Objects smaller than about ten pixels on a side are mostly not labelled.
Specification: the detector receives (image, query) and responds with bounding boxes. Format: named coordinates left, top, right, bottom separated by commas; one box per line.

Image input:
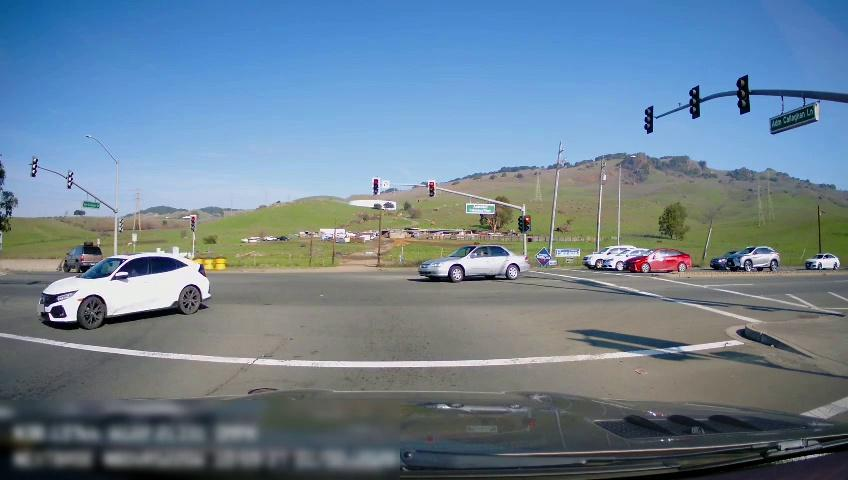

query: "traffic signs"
left=464, top=201, right=497, bottom=216
left=82, top=199, right=101, bottom=209
left=768, top=100, right=821, bottom=135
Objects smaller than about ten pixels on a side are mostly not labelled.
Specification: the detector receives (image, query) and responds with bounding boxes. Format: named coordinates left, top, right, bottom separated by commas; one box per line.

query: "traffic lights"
left=66, top=169, right=75, bottom=190
left=516, top=215, right=525, bottom=232
left=117, top=215, right=125, bottom=233
left=426, top=178, right=437, bottom=197
left=687, top=84, right=702, bottom=120
left=30, top=156, right=40, bottom=178
left=189, top=214, right=198, bottom=232
left=523, top=214, right=532, bottom=232
left=735, top=74, right=751, bottom=115
left=371, top=177, right=382, bottom=196
left=643, top=104, right=655, bottom=135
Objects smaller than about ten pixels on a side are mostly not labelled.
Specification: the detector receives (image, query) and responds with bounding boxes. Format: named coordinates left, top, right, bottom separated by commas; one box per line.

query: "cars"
left=804, top=253, right=841, bottom=271
left=36, top=251, right=212, bottom=330
left=622, top=247, right=692, bottom=274
left=416, top=244, right=530, bottom=282
left=709, top=251, right=739, bottom=270
left=601, top=247, right=651, bottom=272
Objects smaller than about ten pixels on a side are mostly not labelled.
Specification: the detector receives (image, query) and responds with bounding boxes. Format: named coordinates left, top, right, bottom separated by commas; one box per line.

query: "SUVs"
left=582, top=245, right=637, bottom=271
left=62, top=240, right=104, bottom=274
left=726, top=246, right=780, bottom=273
